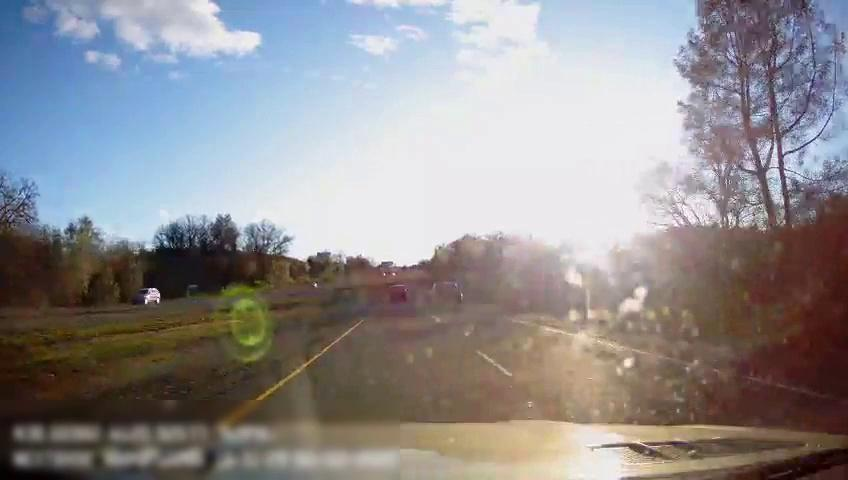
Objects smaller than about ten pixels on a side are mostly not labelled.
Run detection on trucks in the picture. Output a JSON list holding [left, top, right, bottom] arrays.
[[430, 281, 463, 309]]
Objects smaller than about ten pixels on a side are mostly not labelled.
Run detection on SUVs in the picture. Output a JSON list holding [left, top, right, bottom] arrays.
[[131, 287, 161, 306], [390, 285, 408, 302]]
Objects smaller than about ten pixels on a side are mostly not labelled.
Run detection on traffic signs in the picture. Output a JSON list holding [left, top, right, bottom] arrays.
[[380, 261, 393, 267]]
